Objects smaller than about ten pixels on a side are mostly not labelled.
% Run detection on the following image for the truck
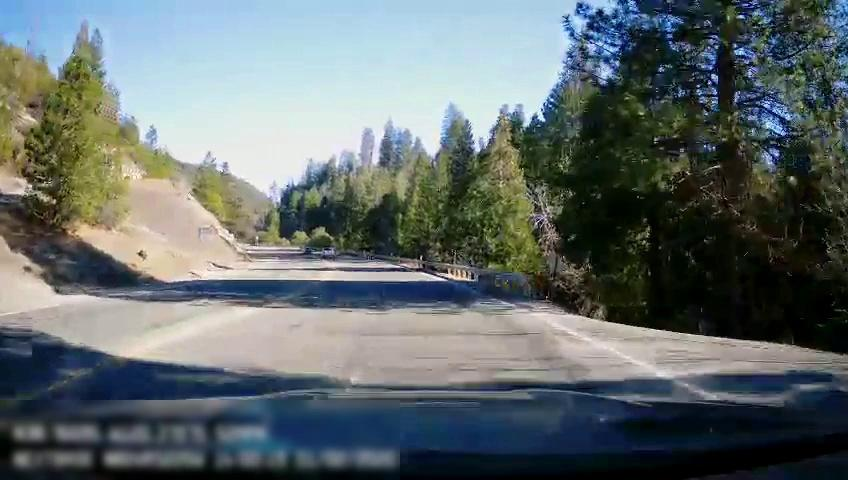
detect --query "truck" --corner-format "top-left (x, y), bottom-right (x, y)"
top-left (319, 245), bottom-right (336, 258)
